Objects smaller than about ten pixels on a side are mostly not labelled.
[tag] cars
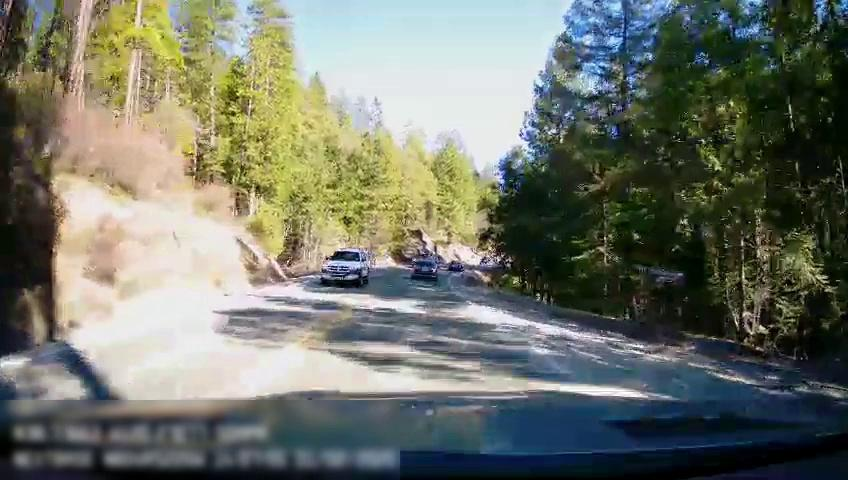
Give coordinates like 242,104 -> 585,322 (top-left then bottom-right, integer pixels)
447,259 -> 465,272
409,257 -> 440,280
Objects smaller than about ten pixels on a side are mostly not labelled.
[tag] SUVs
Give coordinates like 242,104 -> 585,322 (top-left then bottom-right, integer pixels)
319,246 -> 371,289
